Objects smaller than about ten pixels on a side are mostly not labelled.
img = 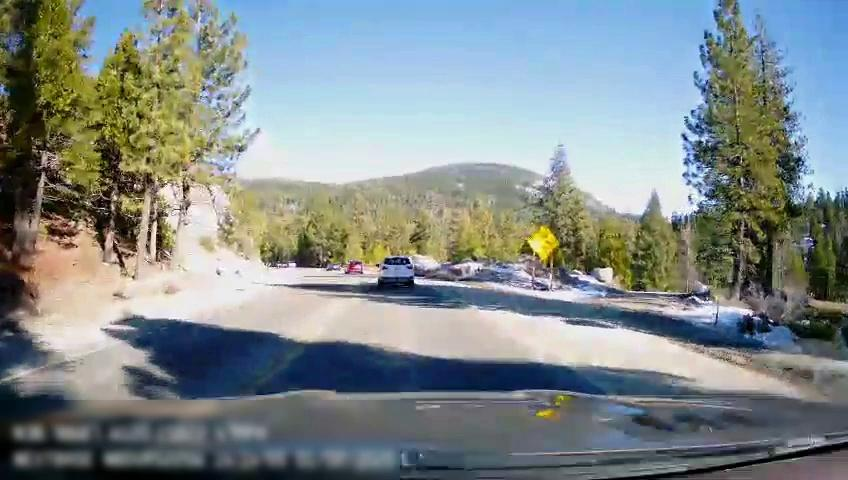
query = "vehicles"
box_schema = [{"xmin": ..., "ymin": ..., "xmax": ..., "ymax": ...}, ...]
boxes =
[
  {"xmin": 344, "ymin": 260, "xmax": 364, "ymax": 275},
  {"xmin": 326, "ymin": 262, "xmax": 341, "ymax": 272},
  {"xmin": 375, "ymin": 256, "xmax": 416, "ymax": 289}
]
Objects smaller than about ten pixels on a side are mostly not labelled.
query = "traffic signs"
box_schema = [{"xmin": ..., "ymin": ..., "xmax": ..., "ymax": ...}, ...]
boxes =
[{"xmin": 526, "ymin": 224, "xmax": 559, "ymax": 260}]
